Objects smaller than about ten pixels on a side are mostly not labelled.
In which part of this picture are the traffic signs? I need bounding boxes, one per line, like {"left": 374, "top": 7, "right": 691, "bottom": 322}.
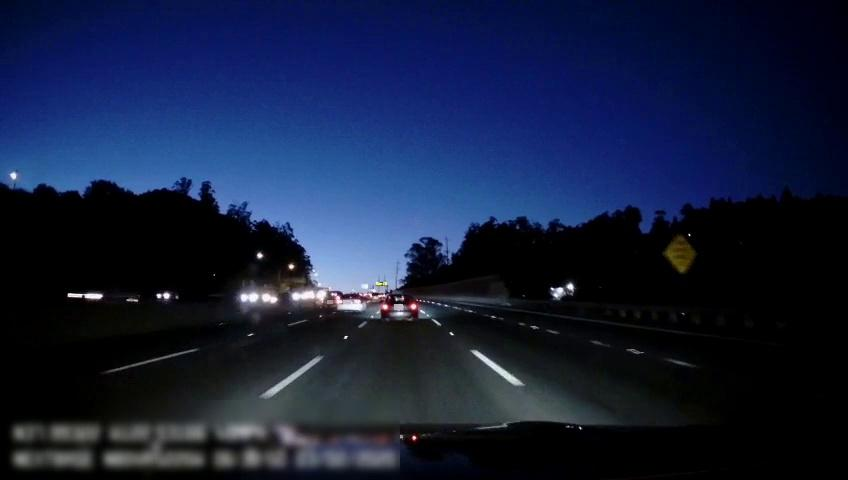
{"left": 663, "top": 233, "right": 698, "bottom": 276}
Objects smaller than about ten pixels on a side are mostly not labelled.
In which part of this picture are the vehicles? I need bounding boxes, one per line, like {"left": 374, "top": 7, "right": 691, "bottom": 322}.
{"left": 65, "top": 283, "right": 141, "bottom": 307}
{"left": 155, "top": 289, "right": 179, "bottom": 302}
{"left": 240, "top": 290, "right": 260, "bottom": 303}
{"left": 336, "top": 293, "right": 367, "bottom": 315}
{"left": 321, "top": 290, "right": 345, "bottom": 311}
{"left": 371, "top": 292, "right": 383, "bottom": 303}
{"left": 380, "top": 293, "right": 418, "bottom": 324}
